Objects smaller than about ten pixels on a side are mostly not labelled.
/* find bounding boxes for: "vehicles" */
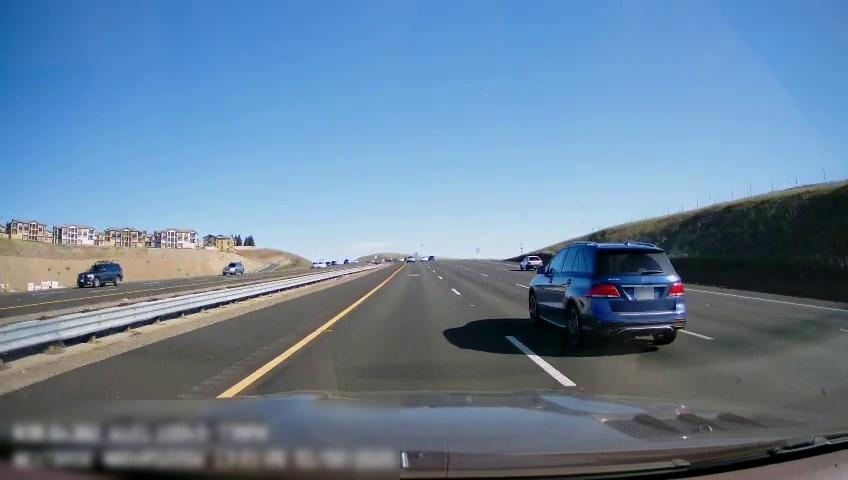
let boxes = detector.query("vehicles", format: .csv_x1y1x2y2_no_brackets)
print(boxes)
406,254,416,264
519,255,542,271
77,263,123,288
223,263,245,276
527,242,689,345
